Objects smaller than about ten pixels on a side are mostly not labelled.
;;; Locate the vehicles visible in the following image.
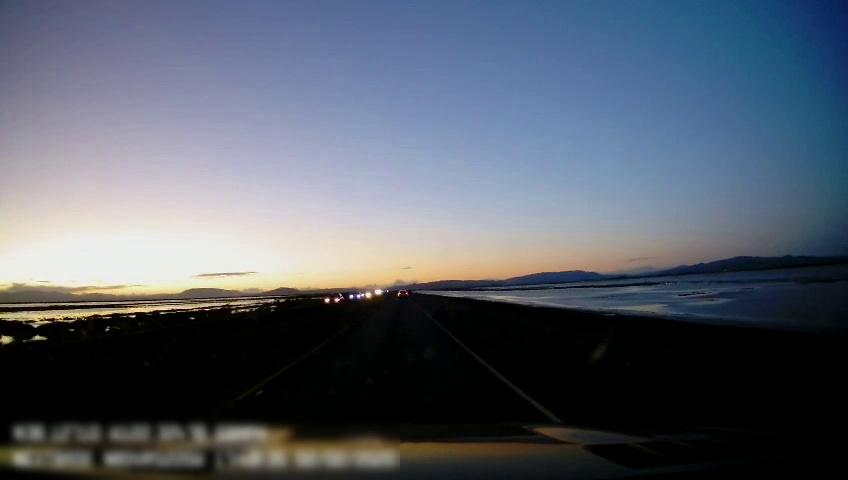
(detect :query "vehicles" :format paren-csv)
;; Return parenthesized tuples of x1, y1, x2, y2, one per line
(397, 289, 409, 298)
(348, 291, 363, 301)
(323, 292, 345, 305)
